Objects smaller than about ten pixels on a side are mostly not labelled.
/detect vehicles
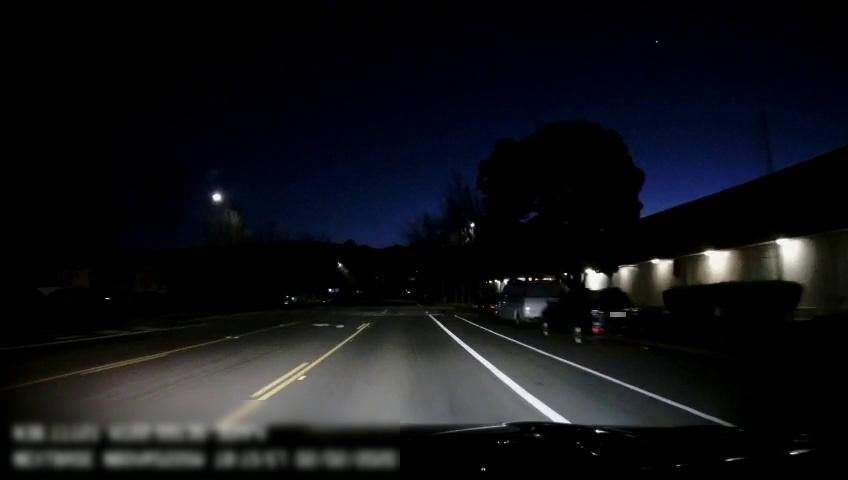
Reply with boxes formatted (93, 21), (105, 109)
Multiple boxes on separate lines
(541, 287), (640, 347)
(495, 280), (569, 331)
(476, 295), (501, 319)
